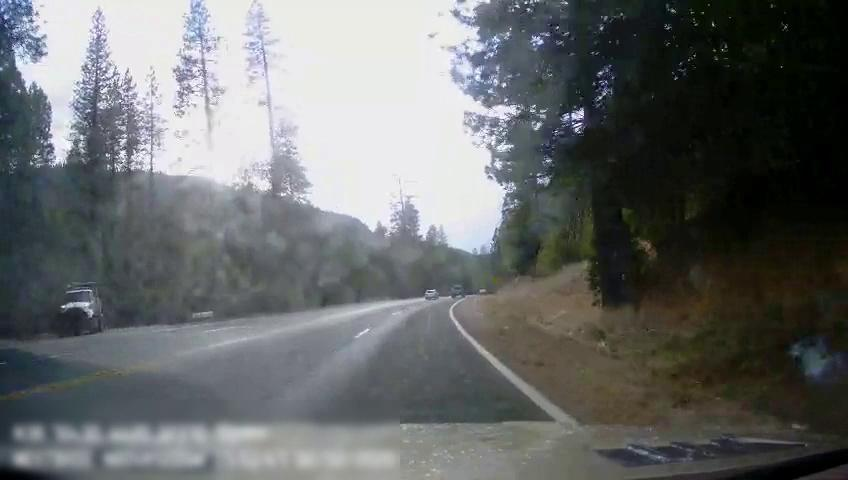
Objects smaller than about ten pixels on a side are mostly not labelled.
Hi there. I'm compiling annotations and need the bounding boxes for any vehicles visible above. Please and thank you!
[451,284,466,297]
[56,281,107,335]
[424,289,440,300]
